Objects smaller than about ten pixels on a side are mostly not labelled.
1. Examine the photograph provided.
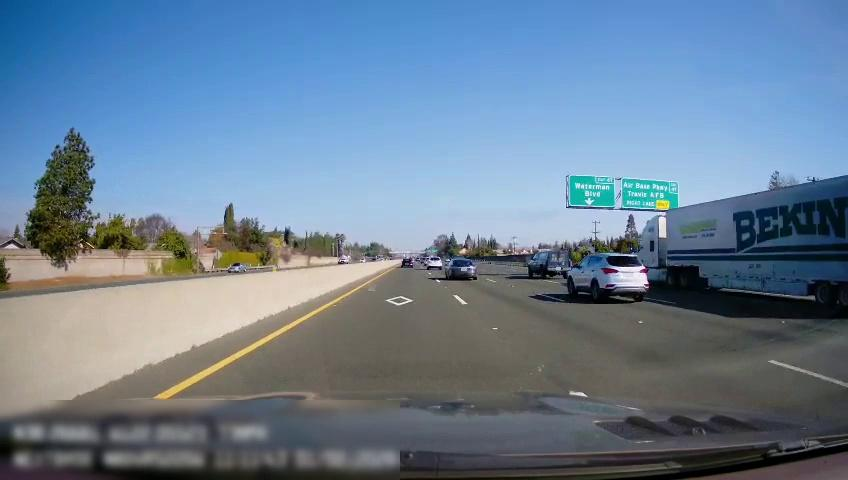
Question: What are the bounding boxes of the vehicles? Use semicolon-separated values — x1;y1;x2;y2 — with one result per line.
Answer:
400;256;414;268
528;252;573;279
449;255;467;259
628;174;848;306
337;256;351;265
444;259;479;281
426;256;442;270
227;262;248;274
567;252;650;303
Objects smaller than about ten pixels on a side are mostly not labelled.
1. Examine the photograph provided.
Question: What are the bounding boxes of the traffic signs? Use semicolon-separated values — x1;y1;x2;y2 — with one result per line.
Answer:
568;176;615;208
619;177;680;212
